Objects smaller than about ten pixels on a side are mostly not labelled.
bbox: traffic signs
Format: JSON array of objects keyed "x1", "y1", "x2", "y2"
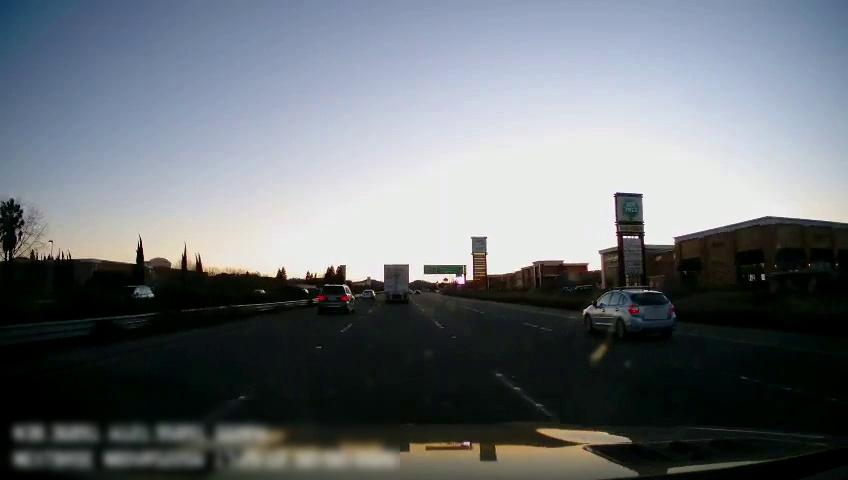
[{"x1": 423, "y1": 264, "x2": 463, "y2": 275}]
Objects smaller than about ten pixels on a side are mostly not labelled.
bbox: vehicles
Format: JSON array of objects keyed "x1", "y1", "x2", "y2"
[
  {"x1": 360, "y1": 289, "x2": 377, "y2": 302},
  {"x1": 124, "y1": 285, "x2": 155, "y2": 304},
  {"x1": 383, "y1": 264, "x2": 409, "y2": 304},
  {"x1": 254, "y1": 289, "x2": 266, "y2": 296},
  {"x1": 317, "y1": 284, "x2": 355, "y2": 316},
  {"x1": 582, "y1": 289, "x2": 677, "y2": 342}
]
